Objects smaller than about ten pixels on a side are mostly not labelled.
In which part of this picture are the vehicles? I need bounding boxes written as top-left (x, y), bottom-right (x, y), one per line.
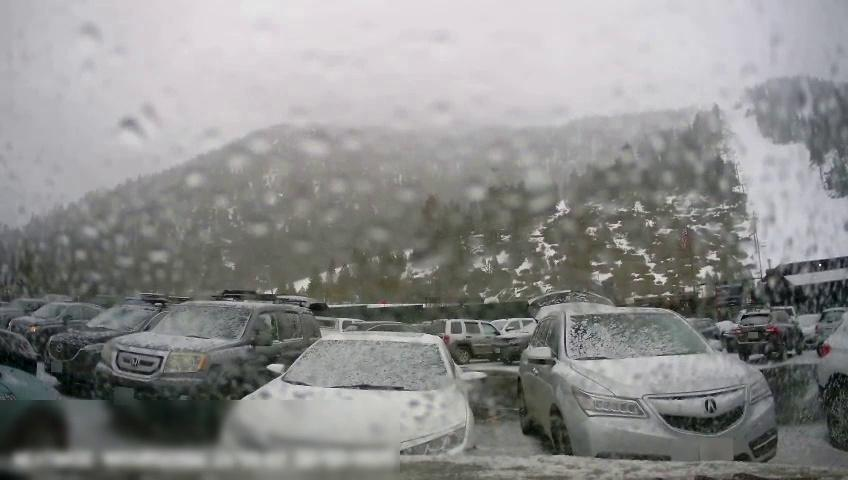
top-left (216, 332), bottom-right (487, 457)
top-left (517, 302), bottom-right (779, 464)
top-left (814, 307), bottom-right (848, 348)
top-left (0, 328), bottom-right (38, 377)
top-left (735, 311), bottom-right (806, 362)
top-left (683, 318), bottom-right (723, 341)
top-left (8, 302), bottom-right (107, 362)
top-left (0, 298), bottom-right (51, 332)
top-left (490, 318), bottom-right (535, 334)
top-left (500, 303), bottom-right (564, 366)
top-left (716, 320), bottom-right (734, 331)
top-left (425, 319), bottom-right (502, 366)
top-left (796, 313), bottom-right (823, 351)
top-left (725, 323), bottom-right (740, 353)
top-left (43, 304), bottom-right (170, 401)
top-left (314, 315), bottom-right (363, 332)
top-left (93, 301), bottom-right (322, 447)
top-left (816, 317), bottom-right (848, 453)
top-left (0, 366), bottom-right (71, 457)
top-left (342, 321), bottom-right (424, 334)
